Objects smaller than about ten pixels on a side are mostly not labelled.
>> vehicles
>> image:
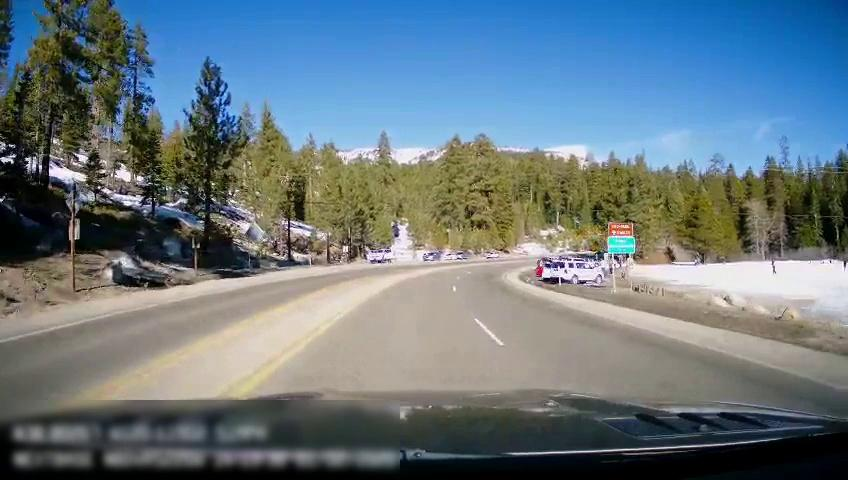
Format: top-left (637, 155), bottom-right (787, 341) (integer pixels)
top-left (486, 251), bottom-right (499, 258)
top-left (549, 259), bottom-right (604, 288)
top-left (542, 260), bottom-right (551, 279)
top-left (535, 260), bottom-right (543, 277)
top-left (366, 248), bottom-right (393, 265)
top-left (422, 251), bottom-right (441, 262)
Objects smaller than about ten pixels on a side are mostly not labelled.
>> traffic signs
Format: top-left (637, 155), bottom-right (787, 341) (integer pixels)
top-left (606, 235), bottom-right (637, 256)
